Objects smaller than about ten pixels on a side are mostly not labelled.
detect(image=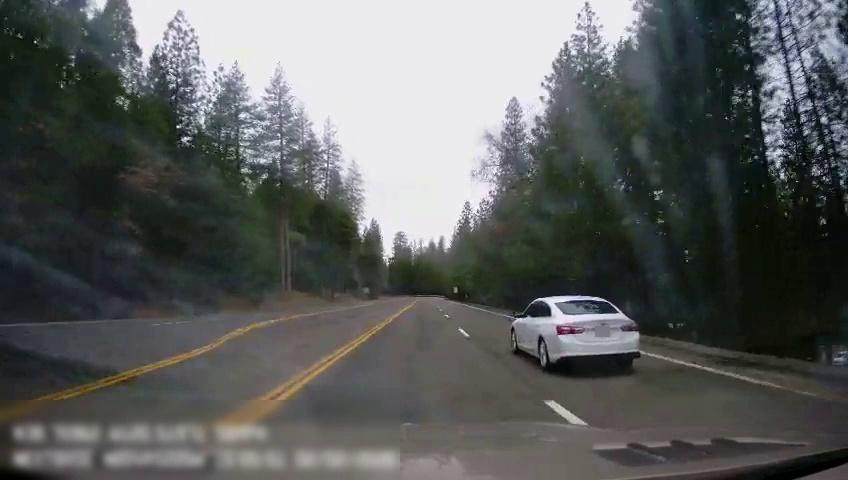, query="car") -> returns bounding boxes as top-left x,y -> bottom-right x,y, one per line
509,294 -> 642,372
